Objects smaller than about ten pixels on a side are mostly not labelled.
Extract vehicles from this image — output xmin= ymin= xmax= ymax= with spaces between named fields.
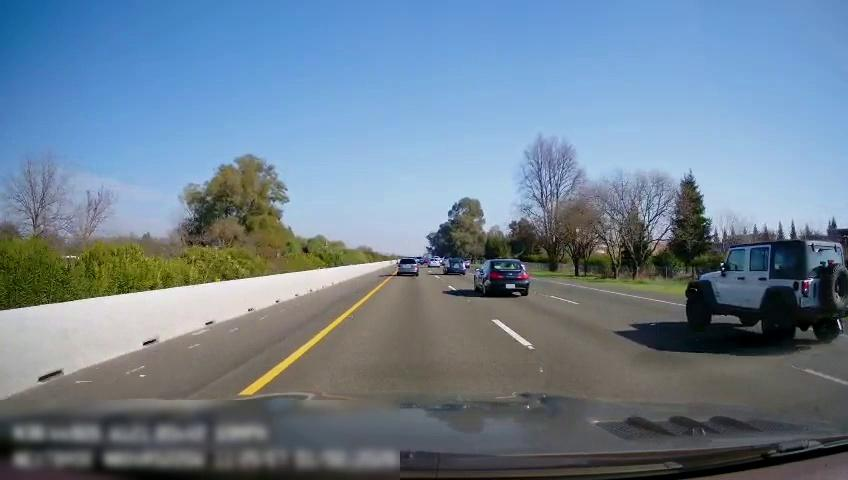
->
xmin=474 ymin=258 xmax=531 ymax=297
xmin=440 ymin=257 xmax=467 ymax=275
xmin=396 ymin=258 xmax=421 ymax=277
xmin=683 ymin=239 xmax=848 ymax=348
xmin=427 ymin=257 xmax=440 ymax=268
xmin=417 ymin=256 xmax=425 ymax=266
